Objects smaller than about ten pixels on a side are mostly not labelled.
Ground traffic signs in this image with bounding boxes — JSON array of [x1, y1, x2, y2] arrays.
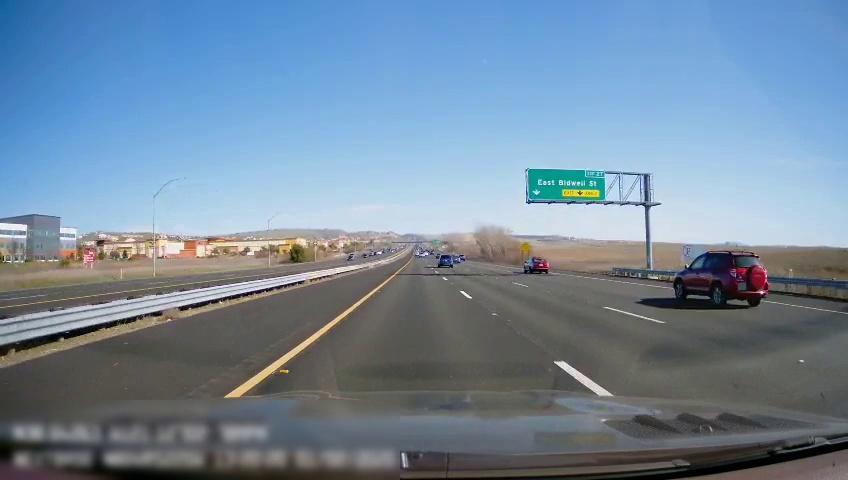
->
[[526, 168, 607, 201]]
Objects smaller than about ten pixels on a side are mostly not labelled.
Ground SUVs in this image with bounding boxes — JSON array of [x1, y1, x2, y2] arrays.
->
[[671, 250, 769, 309]]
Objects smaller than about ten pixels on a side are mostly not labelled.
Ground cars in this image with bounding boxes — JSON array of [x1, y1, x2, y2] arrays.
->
[[524, 255, 551, 275], [437, 255, 453, 268]]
